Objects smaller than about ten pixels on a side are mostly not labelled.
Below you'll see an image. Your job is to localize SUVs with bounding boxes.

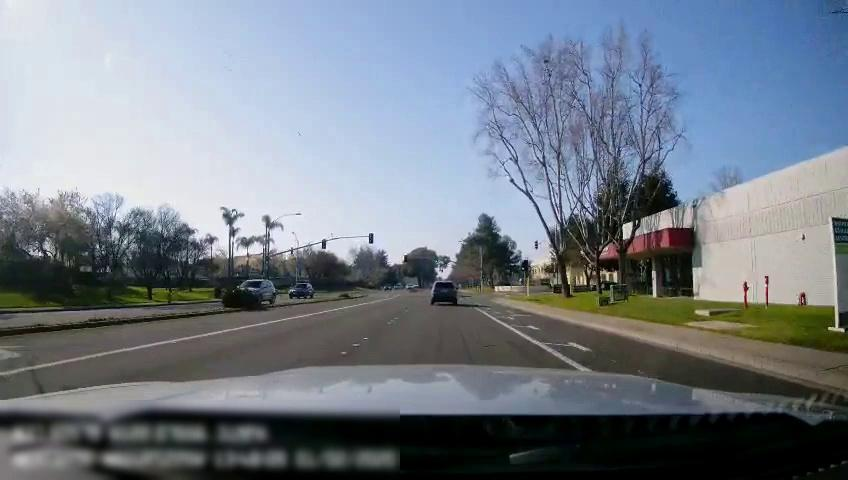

[430,280,458,306]
[288,283,315,300]
[238,280,277,304]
